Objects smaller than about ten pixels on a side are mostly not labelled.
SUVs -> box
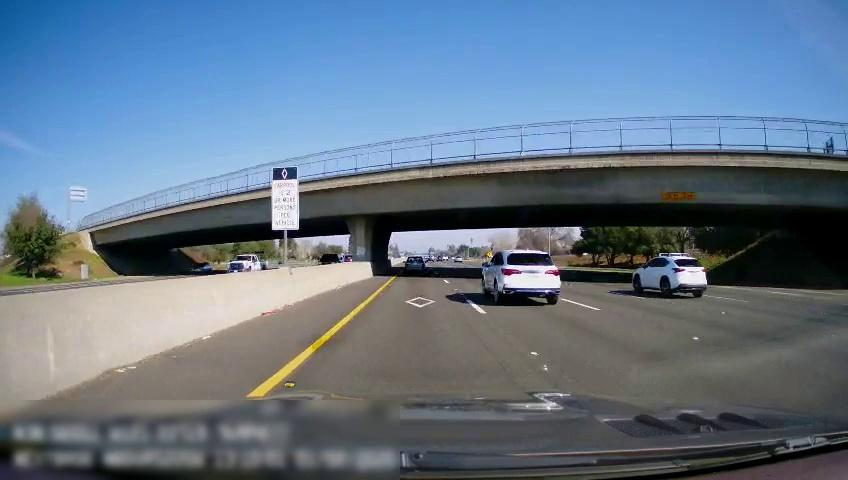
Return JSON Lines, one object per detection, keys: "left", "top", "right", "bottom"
{"left": 480, "top": 250, "right": 562, "bottom": 306}
{"left": 228, "top": 255, "right": 263, "bottom": 274}
{"left": 317, "top": 253, "right": 345, "bottom": 266}
{"left": 631, "top": 256, "right": 707, "bottom": 298}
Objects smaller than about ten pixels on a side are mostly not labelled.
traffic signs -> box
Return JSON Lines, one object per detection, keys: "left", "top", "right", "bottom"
{"left": 271, "top": 167, "right": 300, "bottom": 231}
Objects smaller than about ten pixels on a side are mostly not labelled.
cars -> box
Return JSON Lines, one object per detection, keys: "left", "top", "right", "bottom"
{"left": 403, "top": 255, "right": 427, "bottom": 276}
